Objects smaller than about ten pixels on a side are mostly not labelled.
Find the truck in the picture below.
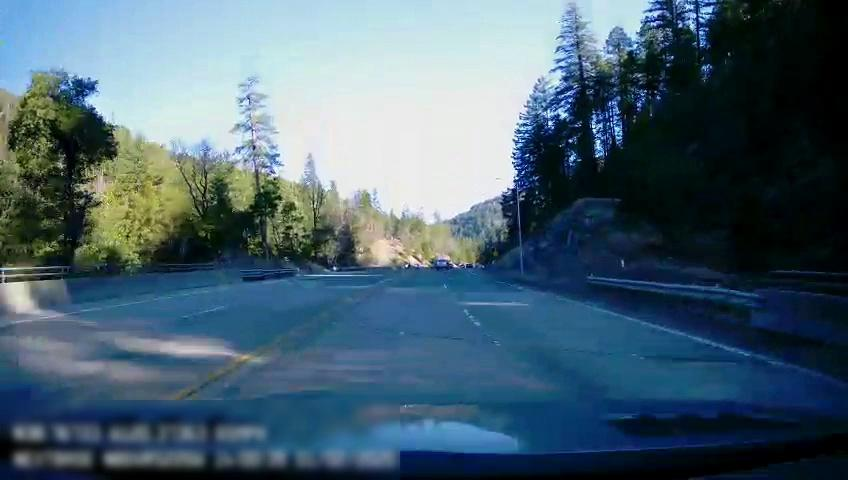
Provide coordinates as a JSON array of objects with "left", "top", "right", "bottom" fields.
[{"left": 435, "top": 258, "right": 449, "bottom": 271}]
